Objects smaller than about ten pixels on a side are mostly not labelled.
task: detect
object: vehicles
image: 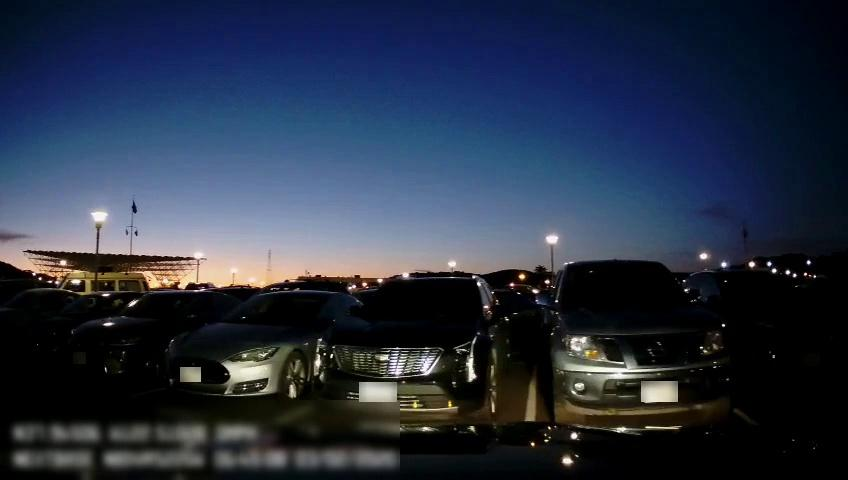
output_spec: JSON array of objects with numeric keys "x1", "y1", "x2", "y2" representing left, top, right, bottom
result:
[
  {"x1": 315, "y1": 274, "x2": 512, "y2": 426},
  {"x1": 161, "y1": 289, "x2": 363, "y2": 407},
  {"x1": 12, "y1": 291, "x2": 145, "y2": 361},
  {"x1": 65, "y1": 288, "x2": 244, "y2": 378},
  {"x1": 675, "y1": 268, "x2": 848, "y2": 394},
  {"x1": 0, "y1": 278, "x2": 39, "y2": 310},
  {"x1": 0, "y1": 287, "x2": 81, "y2": 348},
  {"x1": 536, "y1": 257, "x2": 735, "y2": 425},
  {"x1": 184, "y1": 281, "x2": 219, "y2": 290},
  {"x1": 55, "y1": 271, "x2": 150, "y2": 295}
]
